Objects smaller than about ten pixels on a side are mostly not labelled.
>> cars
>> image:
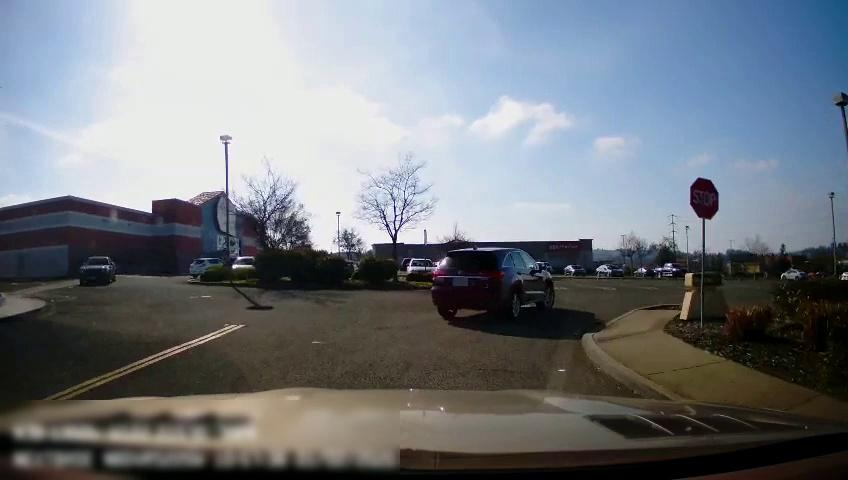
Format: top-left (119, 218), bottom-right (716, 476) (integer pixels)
top-left (79, 256), bottom-right (118, 285)
top-left (780, 267), bottom-right (807, 281)
top-left (189, 257), bottom-right (222, 277)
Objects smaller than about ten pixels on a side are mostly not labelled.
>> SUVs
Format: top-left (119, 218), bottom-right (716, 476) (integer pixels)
top-left (428, 247), bottom-right (557, 322)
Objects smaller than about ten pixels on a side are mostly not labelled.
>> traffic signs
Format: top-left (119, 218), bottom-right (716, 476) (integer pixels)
top-left (688, 176), bottom-right (721, 221)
